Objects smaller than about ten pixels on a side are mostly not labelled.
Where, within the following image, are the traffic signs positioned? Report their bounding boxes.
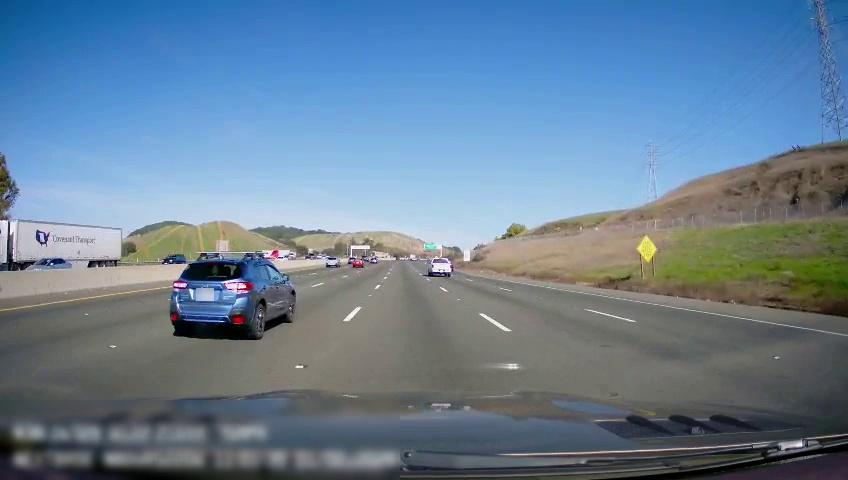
[636,234,659,264]
[424,244,437,251]
[463,250,471,262]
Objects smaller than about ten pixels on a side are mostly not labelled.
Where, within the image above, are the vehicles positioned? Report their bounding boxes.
[352,259,364,269]
[325,256,341,268]
[1,218,124,272]
[25,256,73,272]
[169,250,298,341]
[162,253,186,265]
[427,257,451,278]
[347,257,356,265]
[254,250,273,259]
[270,249,290,259]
